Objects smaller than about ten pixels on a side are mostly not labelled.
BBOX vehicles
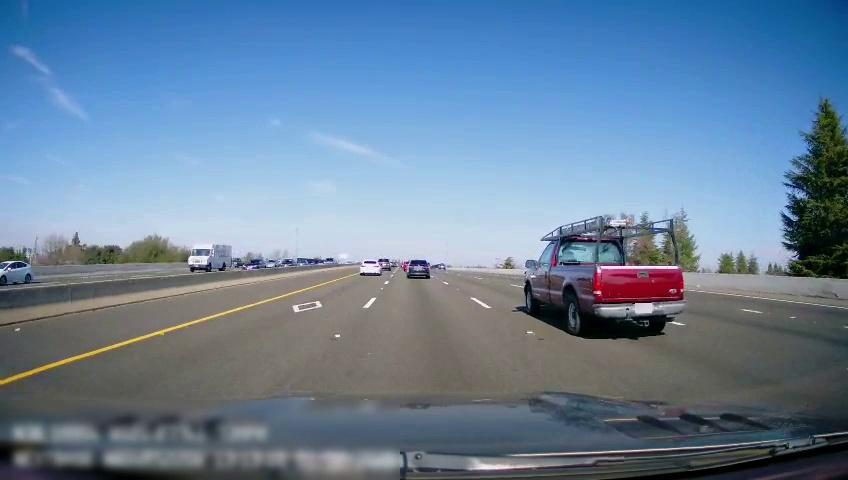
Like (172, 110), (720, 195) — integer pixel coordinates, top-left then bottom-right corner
(296, 257), (310, 266)
(239, 263), (258, 270)
(377, 258), (394, 272)
(187, 242), (233, 273)
(250, 258), (263, 266)
(228, 258), (242, 269)
(521, 214), (687, 337)
(0, 260), (33, 286)
(279, 258), (296, 267)
(263, 259), (282, 268)
(403, 261), (414, 272)
(359, 260), (383, 277)
(406, 259), (431, 280)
